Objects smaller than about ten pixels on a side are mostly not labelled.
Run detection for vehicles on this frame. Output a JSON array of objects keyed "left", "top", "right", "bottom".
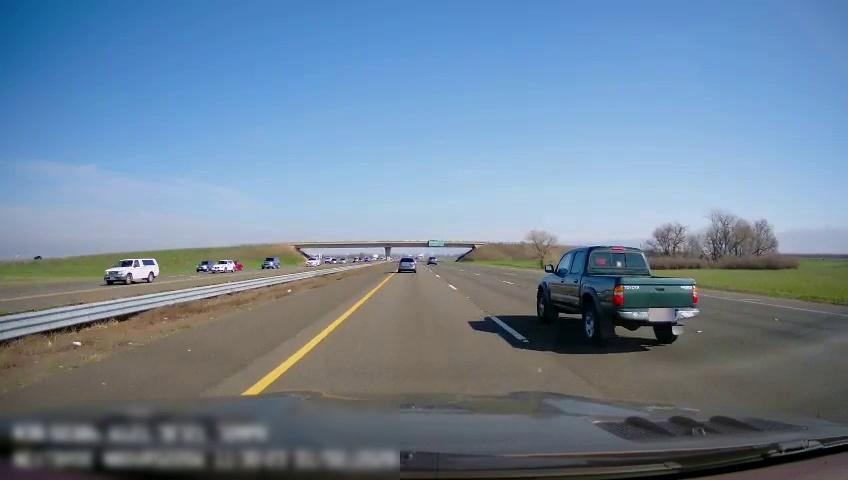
[
  {"left": 261, "top": 257, "right": 281, "bottom": 270},
  {"left": 427, "top": 257, "right": 437, "bottom": 266},
  {"left": 233, "top": 260, "right": 244, "bottom": 271},
  {"left": 103, "top": 258, "right": 159, "bottom": 285},
  {"left": 304, "top": 256, "right": 321, "bottom": 268},
  {"left": 196, "top": 260, "right": 217, "bottom": 273},
  {"left": 536, "top": 246, "right": 699, "bottom": 347},
  {"left": 211, "top": 259, "right": 236, "bottom": 274},
  {"left": 397, "top": 256, "right": 417, "bottom": 274}
]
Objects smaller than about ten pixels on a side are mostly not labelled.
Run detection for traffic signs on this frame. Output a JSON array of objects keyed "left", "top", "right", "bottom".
[{"left": 428, "top": 239, "right": 445, "bottom": 247}]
